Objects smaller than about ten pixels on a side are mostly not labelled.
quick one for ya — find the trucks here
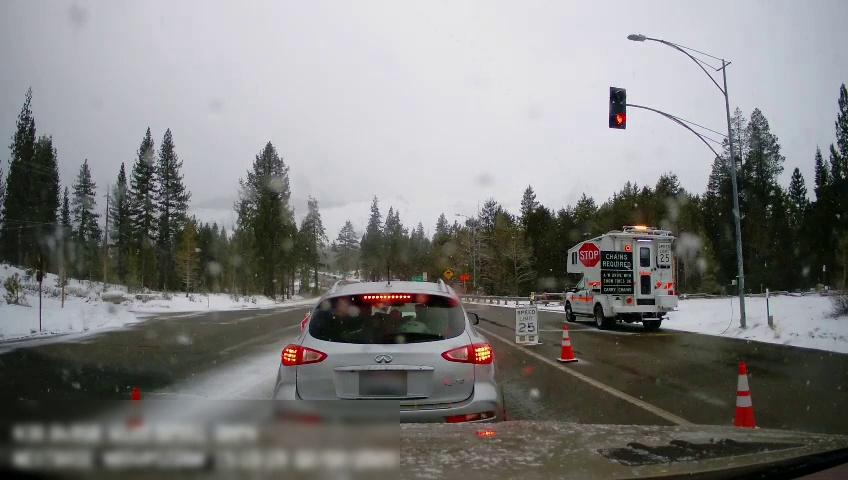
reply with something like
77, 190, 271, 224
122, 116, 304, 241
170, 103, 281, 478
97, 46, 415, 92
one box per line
563, 225, 680, 329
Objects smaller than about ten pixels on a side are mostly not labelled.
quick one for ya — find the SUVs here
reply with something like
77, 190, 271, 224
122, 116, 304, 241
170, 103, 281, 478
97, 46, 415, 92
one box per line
273, 278, 505, 424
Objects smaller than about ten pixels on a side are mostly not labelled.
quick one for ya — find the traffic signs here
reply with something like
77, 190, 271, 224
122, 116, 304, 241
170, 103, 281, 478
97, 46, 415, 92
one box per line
657, 241, 673, 266
412, 277, 423, 282
600, 269, 634, 295
600, 250, 635, 271
458, 274, 471, 282
514, 304, 540, 337
443, 268, 455, 281
299, 312, 313, 331
577, 242, 601, 268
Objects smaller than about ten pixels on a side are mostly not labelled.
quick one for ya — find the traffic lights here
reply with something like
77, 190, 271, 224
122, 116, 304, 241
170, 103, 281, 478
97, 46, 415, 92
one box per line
608, 85, 628, 131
